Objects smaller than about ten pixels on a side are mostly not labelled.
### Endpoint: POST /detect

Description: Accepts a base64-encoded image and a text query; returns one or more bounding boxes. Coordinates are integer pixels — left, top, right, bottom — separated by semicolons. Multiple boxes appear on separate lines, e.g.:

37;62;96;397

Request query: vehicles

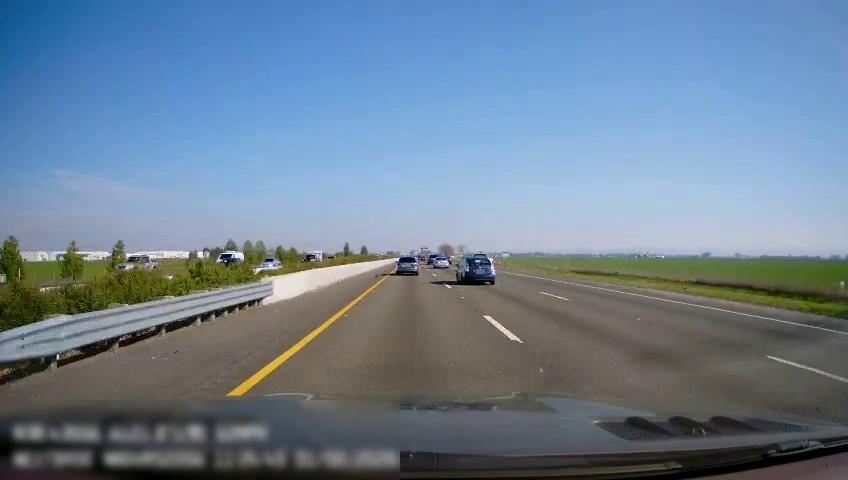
455;256;497;285
426;253;440;264
220;257;241;268
116;254;159;272
395;256;419;276
258;257;282;268
474;253;494;261
215;251;246;264
432;256;450;269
